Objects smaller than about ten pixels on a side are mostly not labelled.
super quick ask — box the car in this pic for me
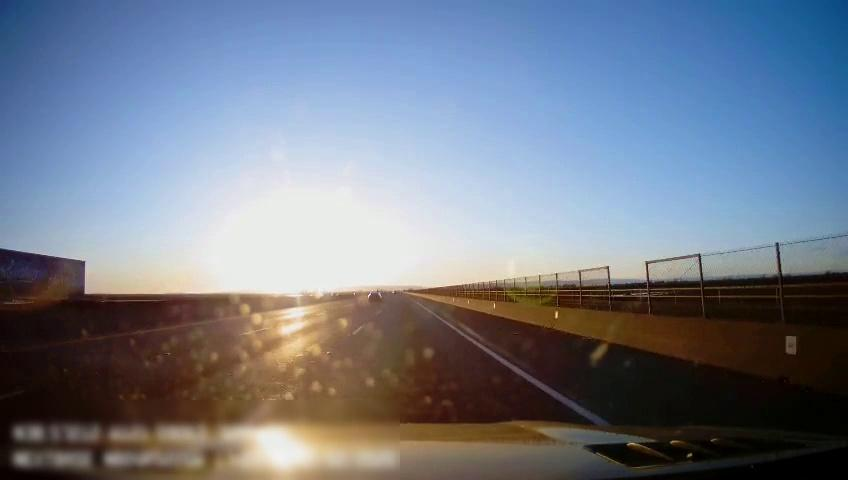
[368,291,383,303]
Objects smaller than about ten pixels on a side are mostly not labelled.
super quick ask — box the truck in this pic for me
[0,248,87,306]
